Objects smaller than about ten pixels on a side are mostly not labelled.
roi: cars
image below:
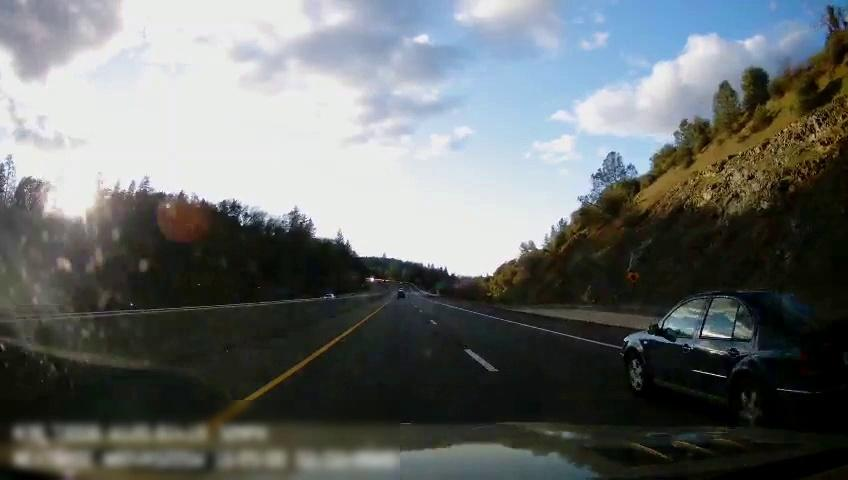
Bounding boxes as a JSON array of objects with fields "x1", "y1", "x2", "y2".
[
  {"x1": 323, "y1": 293, "x2": 336, "y2": 299},
  {"x1": 620, "y1": 287, "x2": 848, "y2": 429}
]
